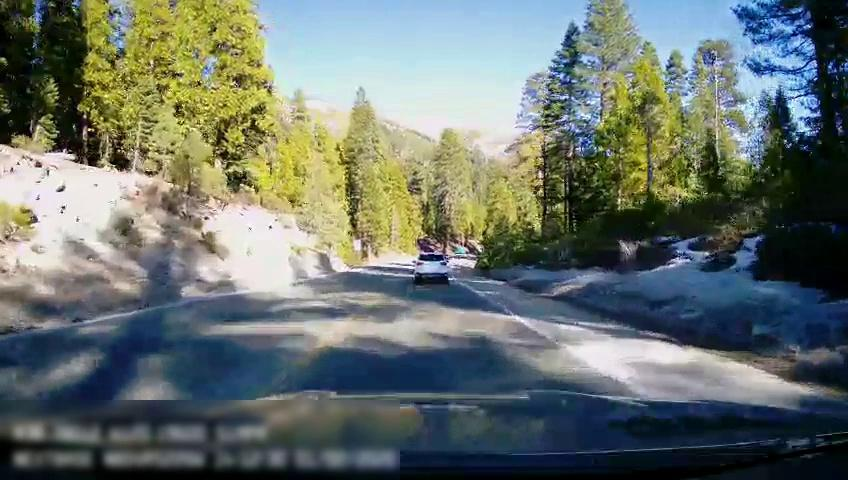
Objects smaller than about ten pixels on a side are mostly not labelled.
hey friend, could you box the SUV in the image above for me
[413,251,450,286]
